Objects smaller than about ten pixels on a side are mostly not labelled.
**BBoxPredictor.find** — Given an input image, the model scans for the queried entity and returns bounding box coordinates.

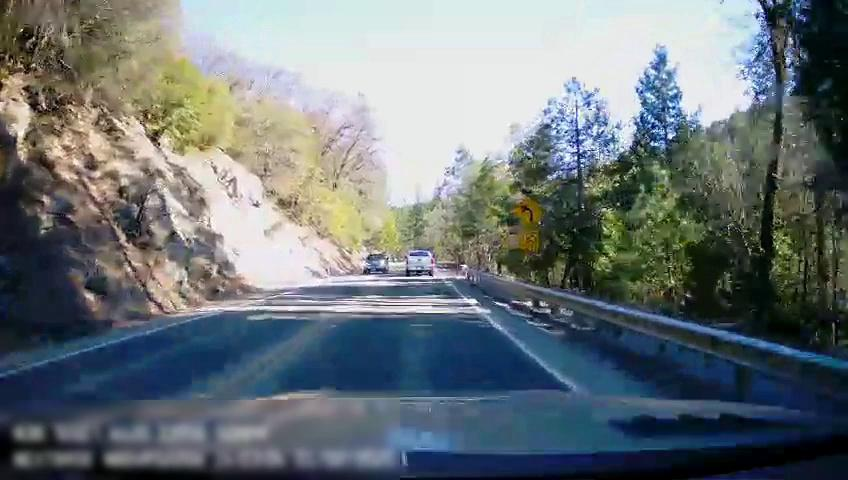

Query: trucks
[404,249,435,276]
[361,253,390,275]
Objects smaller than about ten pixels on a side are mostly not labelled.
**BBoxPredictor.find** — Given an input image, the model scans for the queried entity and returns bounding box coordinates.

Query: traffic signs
[515,195,544,228]
[518,227,540,254]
